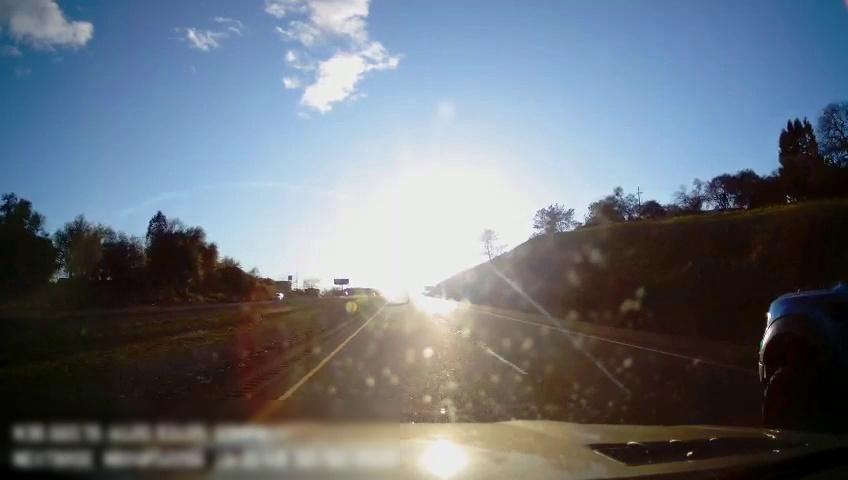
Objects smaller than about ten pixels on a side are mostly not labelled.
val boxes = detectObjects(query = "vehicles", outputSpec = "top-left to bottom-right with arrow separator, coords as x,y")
394,292 -> 410,305
271,292 -> 286,302
759,284 -> 848,434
